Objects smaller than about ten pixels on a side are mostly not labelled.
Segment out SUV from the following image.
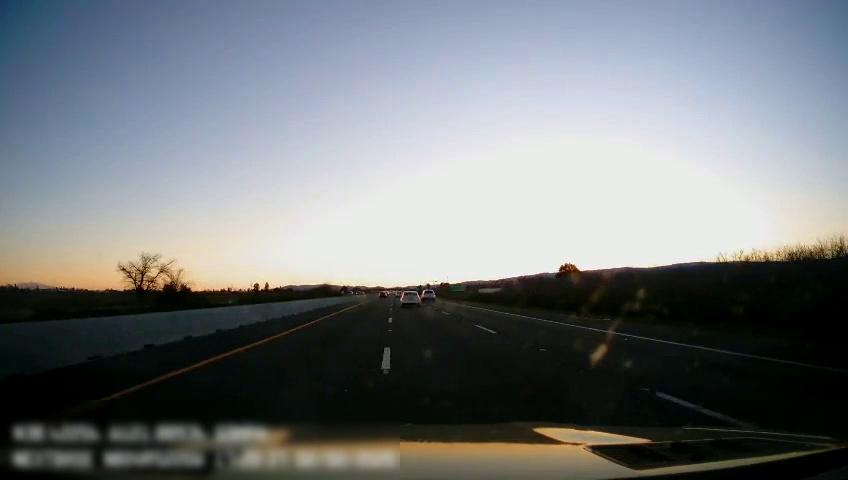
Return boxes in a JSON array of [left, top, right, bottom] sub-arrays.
[[420, 289, 437, 302]]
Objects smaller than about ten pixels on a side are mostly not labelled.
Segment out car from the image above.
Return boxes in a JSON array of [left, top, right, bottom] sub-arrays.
[[399, 290, 421, 307]]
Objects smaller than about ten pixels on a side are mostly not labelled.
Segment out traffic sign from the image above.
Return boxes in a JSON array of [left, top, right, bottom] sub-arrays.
[[451, 284, 464, 292]]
